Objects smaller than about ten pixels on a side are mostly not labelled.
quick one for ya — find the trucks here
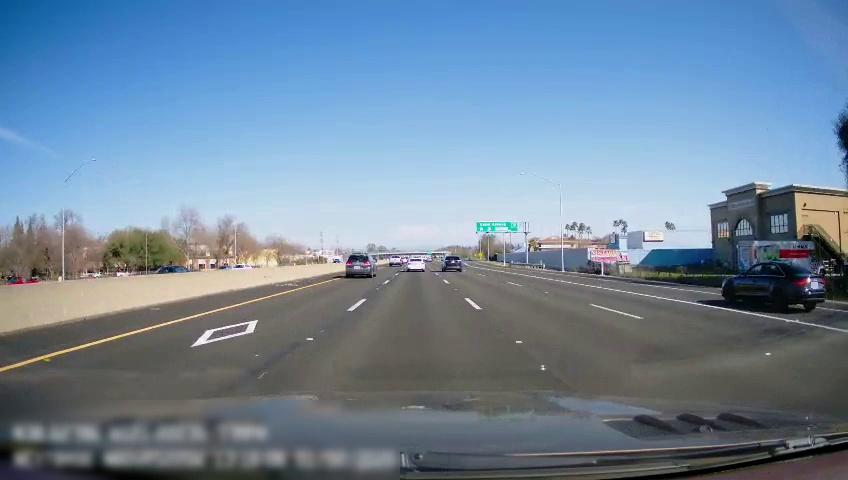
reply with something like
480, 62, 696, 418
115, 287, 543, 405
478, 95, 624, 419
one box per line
389, 255, 402, 268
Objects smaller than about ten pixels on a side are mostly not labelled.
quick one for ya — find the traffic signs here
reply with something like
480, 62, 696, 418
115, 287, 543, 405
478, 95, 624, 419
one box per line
475, 221, 520, 234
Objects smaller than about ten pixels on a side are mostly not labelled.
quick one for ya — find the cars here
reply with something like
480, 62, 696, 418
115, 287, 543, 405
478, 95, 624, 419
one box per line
720, 261, 827, 313
407, 257, 426, 272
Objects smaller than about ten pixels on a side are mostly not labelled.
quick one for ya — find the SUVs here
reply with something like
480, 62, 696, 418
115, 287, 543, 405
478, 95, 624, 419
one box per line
441, 255, 463, 272
344, 253, 377, 279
